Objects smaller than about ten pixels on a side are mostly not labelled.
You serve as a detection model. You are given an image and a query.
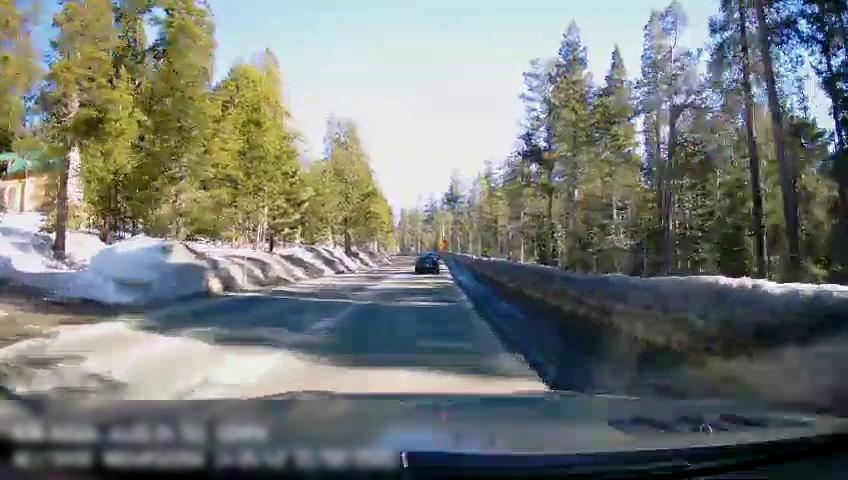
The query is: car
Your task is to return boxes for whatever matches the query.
[412,254,440,274]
